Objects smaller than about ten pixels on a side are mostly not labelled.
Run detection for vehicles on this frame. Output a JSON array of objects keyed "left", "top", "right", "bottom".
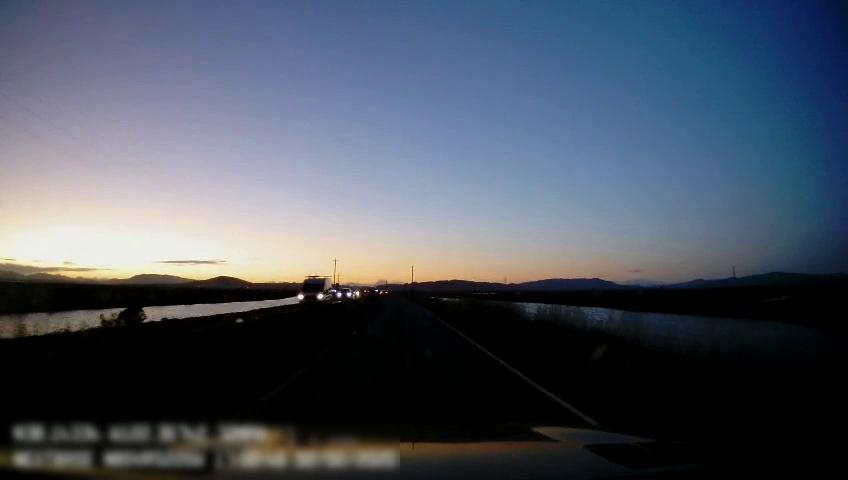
[
  {"left": 325, "top": 289, "right": 342, "bottom": 304},
  {"left": 297, "top": 278, "right": 332, "bottom": 306},
  {"left": 339, "top": 288, "right": 353, "bottom": 302}
]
